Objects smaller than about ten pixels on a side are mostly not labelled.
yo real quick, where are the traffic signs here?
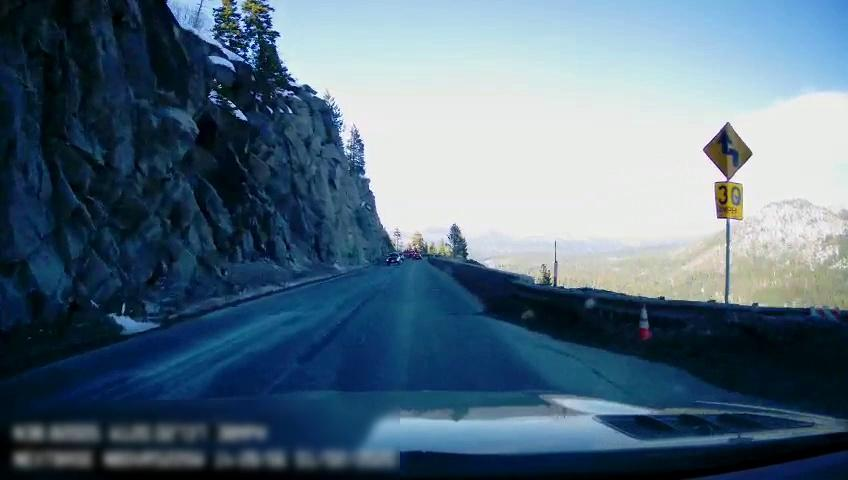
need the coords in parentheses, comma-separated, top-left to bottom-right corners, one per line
(701, 121, 755, 179)
(714, 181, 745, 222)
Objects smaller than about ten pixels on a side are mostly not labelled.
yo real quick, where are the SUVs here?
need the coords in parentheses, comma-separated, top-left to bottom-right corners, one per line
(385, 253, 400, 265)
